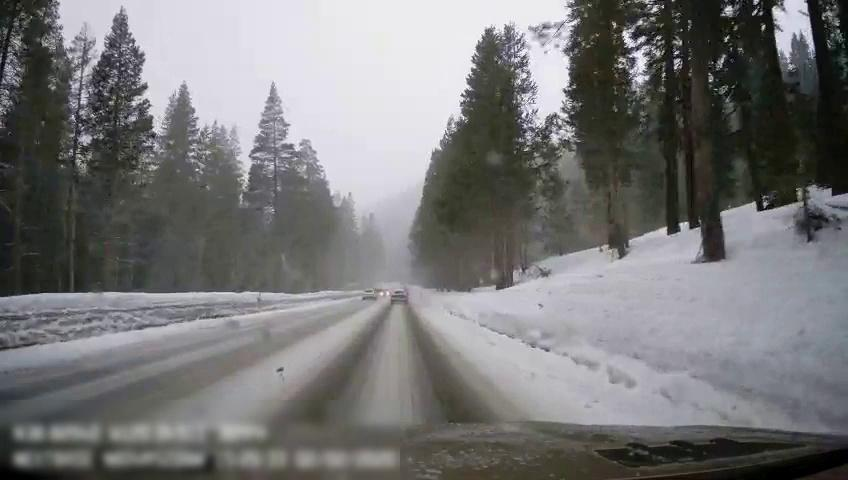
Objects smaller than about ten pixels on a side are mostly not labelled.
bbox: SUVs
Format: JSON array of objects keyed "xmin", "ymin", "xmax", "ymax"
[
  {"xmin": 389, "ymin": 289, "xmax": 408, "ymax": 305},
  {"xmin": 361, "ymin": 288, "xmax": 377, "ymax": 301}
]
